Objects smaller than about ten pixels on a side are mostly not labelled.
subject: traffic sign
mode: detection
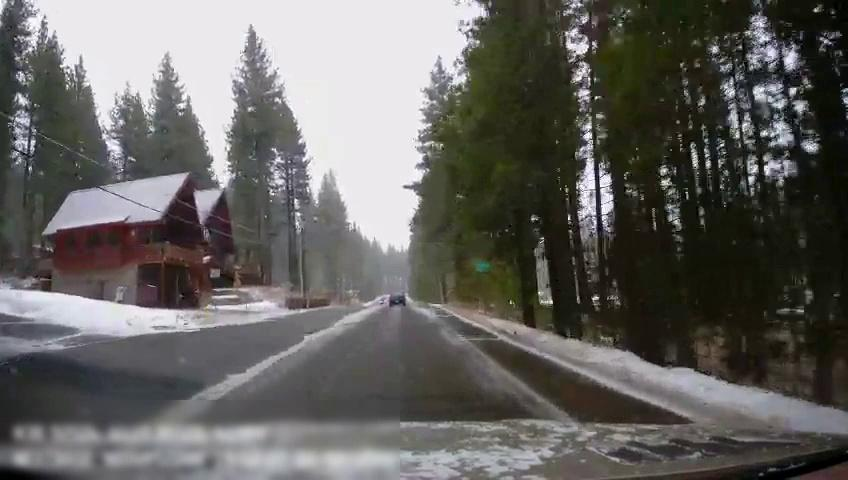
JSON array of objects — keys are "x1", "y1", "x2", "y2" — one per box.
[{"x1": 474, "y1": 259, "x2": 494, "y2": 273}]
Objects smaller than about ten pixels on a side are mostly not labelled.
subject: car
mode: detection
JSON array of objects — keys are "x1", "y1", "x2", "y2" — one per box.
[{"x1": 389, "y1": 295, "x2": 405, "y2": 307}]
